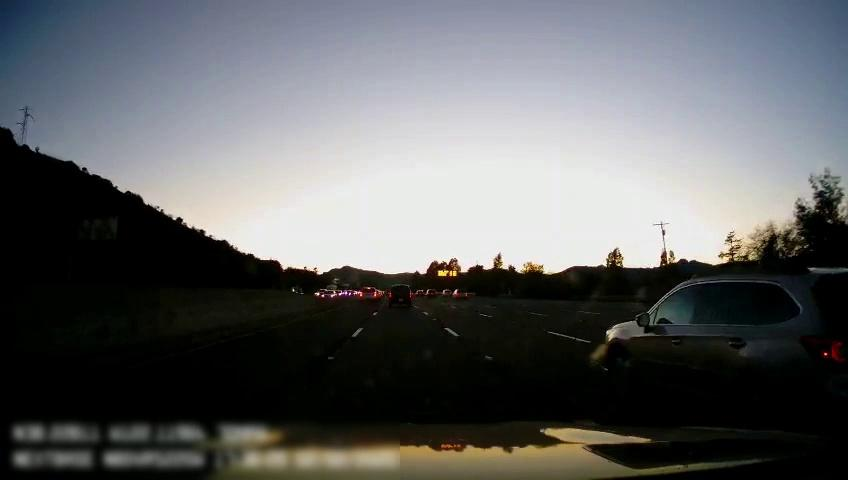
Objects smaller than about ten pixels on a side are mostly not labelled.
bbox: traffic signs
[437,269,458,277]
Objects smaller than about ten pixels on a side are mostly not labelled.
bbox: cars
[388,283,414,307]
[603,275,848,418]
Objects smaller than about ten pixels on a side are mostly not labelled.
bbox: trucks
[359,286,379,304]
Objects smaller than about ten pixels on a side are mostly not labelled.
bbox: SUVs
[426,288,439,299]
[452,288,469,301]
